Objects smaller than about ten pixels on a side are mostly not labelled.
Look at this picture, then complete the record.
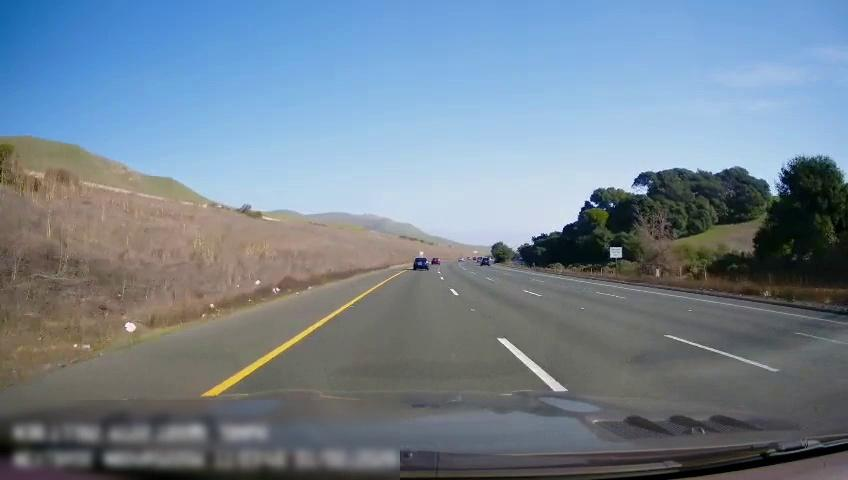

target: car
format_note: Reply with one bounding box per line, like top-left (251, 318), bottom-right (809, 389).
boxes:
top-left (413, 256), bottom-right (429, 270)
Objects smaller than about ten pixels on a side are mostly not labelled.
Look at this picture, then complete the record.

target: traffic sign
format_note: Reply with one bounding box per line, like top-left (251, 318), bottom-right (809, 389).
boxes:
top-left (610, 246), bottom-right (623, 259)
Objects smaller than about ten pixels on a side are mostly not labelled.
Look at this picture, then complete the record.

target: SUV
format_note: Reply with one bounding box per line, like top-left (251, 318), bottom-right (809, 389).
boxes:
top-left (480, 257), bottom-right (491, 267)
